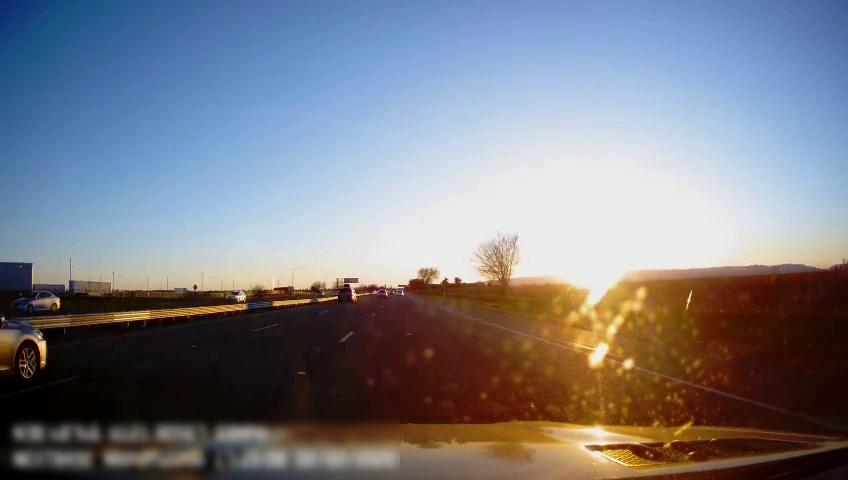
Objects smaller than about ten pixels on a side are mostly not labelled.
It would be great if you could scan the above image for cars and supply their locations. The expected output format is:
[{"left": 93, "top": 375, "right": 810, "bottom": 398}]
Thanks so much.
[
  {"left": 8, "top": 291, "right": 61, "bottom": 316},
  {"left": 0, "top": 312, "right": 48, "bottom": 389}
]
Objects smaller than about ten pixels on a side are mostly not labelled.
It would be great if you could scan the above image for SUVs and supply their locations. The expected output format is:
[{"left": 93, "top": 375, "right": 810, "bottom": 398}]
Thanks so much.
[
  {"left": 225, "top": 290, "right": 247, "bottom": 304},
  {"left": 377, "top": 289, "right": 388, "bottom": 298},
  {"left": 337, "top": 283, "right": 357, "bottom": 305}
]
